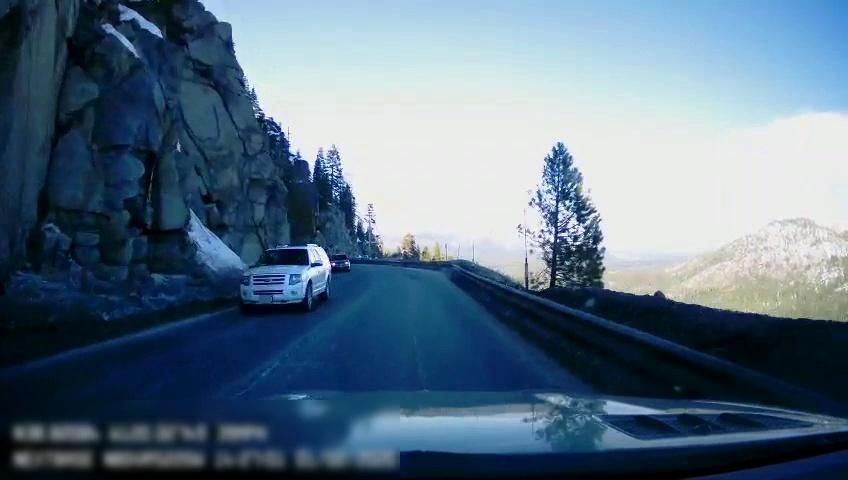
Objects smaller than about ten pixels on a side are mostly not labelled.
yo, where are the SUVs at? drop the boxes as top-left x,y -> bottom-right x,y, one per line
239,245 -> 332,316
329,255 -> 350,272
